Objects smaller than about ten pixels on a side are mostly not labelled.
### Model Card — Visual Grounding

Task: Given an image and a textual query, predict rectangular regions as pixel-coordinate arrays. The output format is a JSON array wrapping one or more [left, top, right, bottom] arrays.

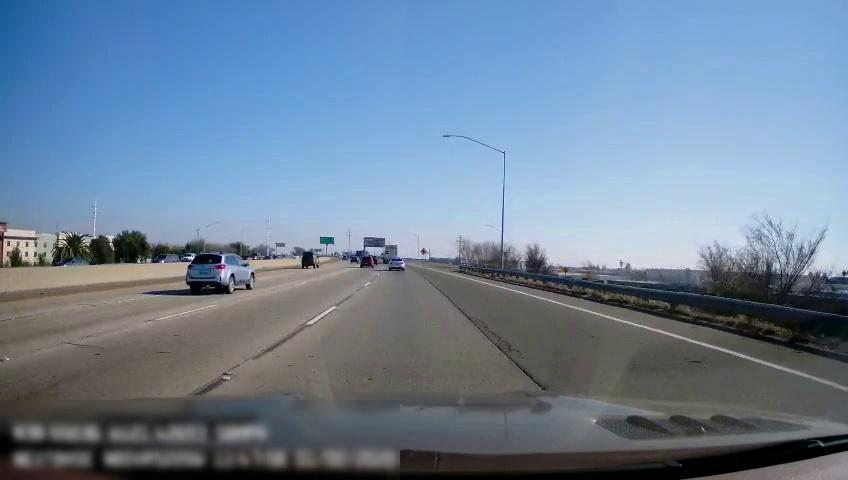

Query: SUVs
[[151, 254, 177, 264], [184, 253, 258, 297], [300, 255, 321, 270], [359, 255, 376, 269], [180, 253, 196, 263], [386, 256, 405, 271]]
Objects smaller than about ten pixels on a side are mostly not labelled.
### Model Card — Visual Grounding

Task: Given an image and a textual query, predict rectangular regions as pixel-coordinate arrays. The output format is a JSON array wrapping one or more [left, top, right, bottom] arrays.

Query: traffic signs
[[318, 235, 335, 244]]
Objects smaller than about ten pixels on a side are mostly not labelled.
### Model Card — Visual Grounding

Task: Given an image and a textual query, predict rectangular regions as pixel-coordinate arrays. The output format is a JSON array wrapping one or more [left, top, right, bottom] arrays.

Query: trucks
[[382, 243, 397, 263]]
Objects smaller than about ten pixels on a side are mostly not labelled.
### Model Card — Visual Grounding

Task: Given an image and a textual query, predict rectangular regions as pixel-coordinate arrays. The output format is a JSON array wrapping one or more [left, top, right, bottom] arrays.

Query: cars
[[54, 257, 90, 267]]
